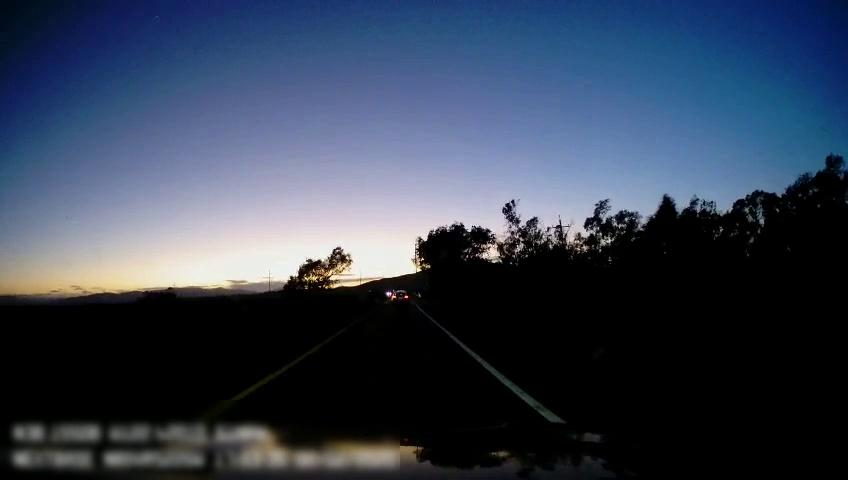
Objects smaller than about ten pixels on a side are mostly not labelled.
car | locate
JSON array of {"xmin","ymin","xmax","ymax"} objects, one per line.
[{"xmin": 391, "ymin": 290, "xmax": 409, "ymax": 306}]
